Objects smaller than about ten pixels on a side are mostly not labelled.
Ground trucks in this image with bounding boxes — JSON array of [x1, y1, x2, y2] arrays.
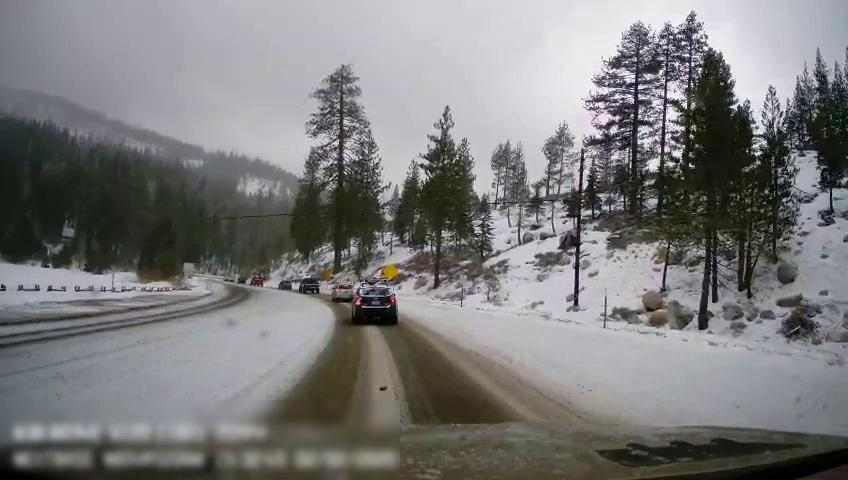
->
[[299, 278, 320, 294]]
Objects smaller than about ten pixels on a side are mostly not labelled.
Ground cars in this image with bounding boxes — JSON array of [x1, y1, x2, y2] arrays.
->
[[331, 284, 356, 302], [352, 281, 398, 326]]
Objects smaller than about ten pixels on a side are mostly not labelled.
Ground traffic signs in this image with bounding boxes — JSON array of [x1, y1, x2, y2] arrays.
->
[[382, 263, 401, 281]]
